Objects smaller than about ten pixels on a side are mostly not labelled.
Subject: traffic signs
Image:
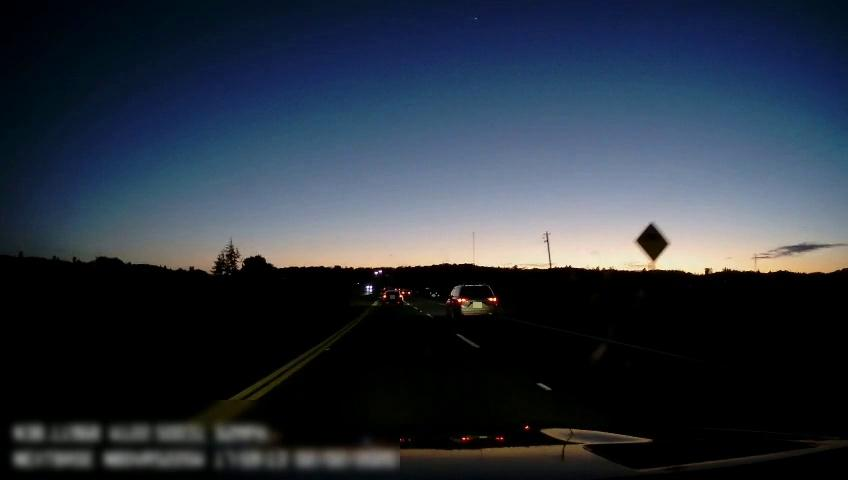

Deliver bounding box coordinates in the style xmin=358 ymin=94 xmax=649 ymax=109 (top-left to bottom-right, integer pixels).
xmin=635 ymin=222 xmax=671 ymax=262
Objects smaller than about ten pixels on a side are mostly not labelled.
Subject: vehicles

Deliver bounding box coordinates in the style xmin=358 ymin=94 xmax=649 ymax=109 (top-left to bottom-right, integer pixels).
xmin=380 ymin=292 xmax=402 ymax=310
xmin=401 ymin=288 xmax=412 ymax=298
xmin=446 ymin=284 xmax=500 ymax=327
